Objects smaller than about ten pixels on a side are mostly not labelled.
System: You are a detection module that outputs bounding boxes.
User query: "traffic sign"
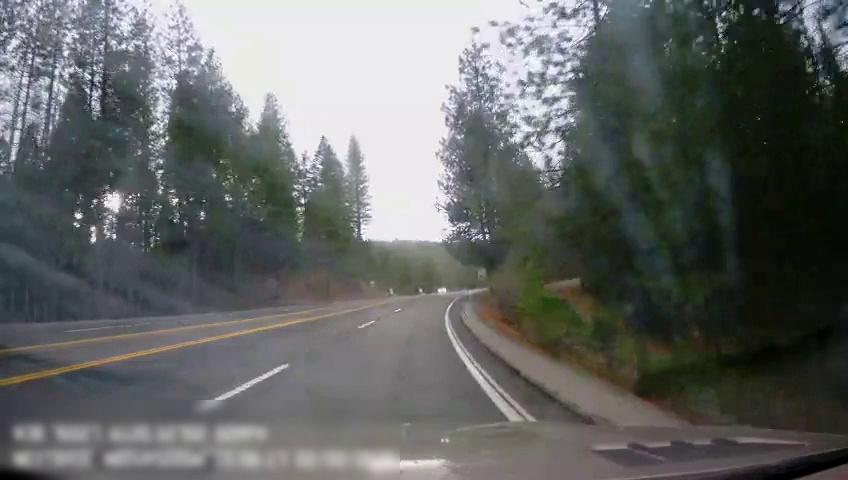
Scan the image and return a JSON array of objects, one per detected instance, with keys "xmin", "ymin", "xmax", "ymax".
[{"xmin": 477, "ymin": 268, "xmax": 487, "ymax": 281}]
